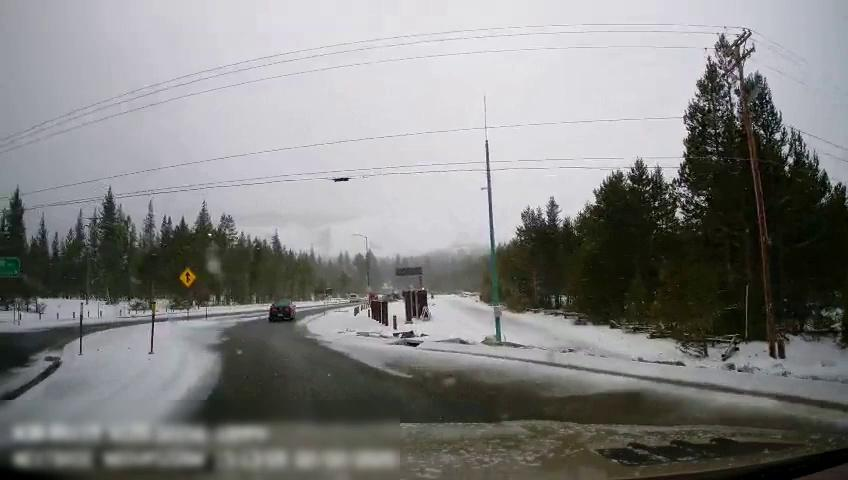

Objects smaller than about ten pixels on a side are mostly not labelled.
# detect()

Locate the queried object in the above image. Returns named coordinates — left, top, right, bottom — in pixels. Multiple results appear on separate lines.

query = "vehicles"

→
left=269, top=298, right=296, bottom=322
left=349, top=293, right=360, bottom=302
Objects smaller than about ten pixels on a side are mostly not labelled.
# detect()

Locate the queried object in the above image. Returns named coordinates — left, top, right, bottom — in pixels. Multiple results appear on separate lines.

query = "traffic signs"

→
left=178, top=265, right=197, bottom=290
left=0, top=256, right=22, bottom=280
